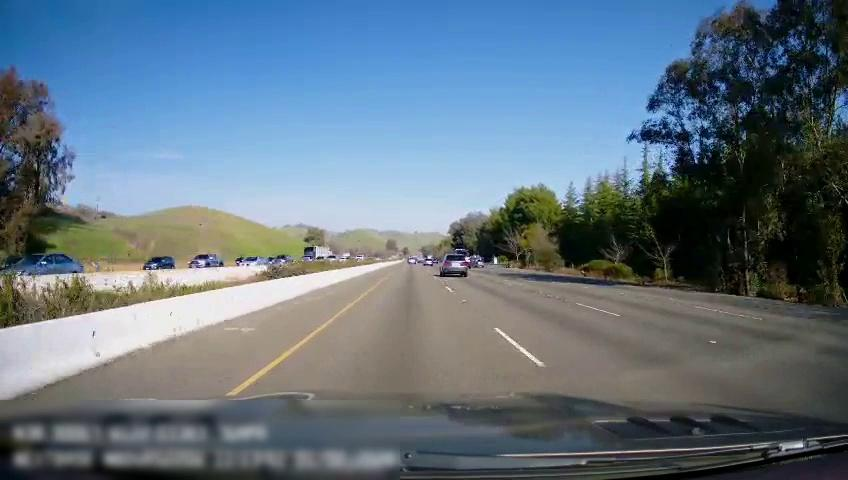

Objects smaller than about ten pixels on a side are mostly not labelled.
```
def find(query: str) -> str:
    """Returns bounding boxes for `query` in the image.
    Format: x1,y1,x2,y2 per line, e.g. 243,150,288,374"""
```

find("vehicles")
0,253,85,277
268,255,294,265
264,256,278,265
187,253,225,269
454,248,473,270
303,246,330,259
0,255,25,272
423,257,434,266
234,256,249,267
301,255,314,262
468,254,485,269
440,253,468,277
238,256,267,267
142,255,177,271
